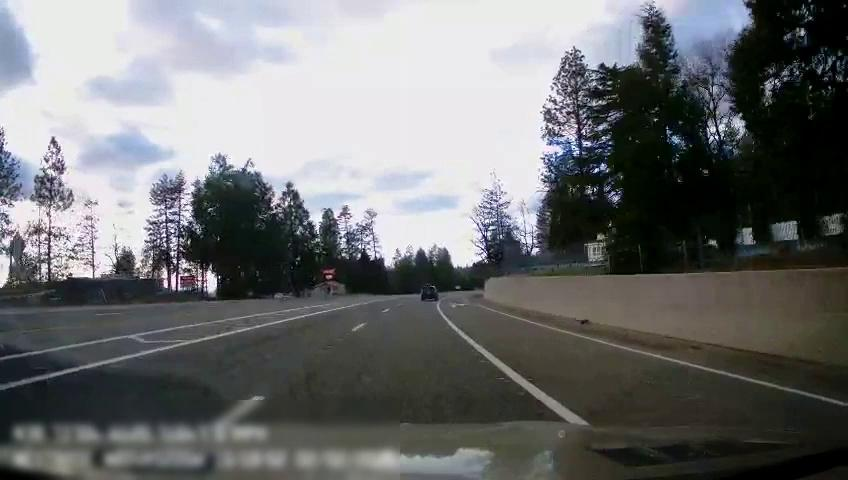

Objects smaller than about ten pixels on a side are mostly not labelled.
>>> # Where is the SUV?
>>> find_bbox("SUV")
[420,286,438,302]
